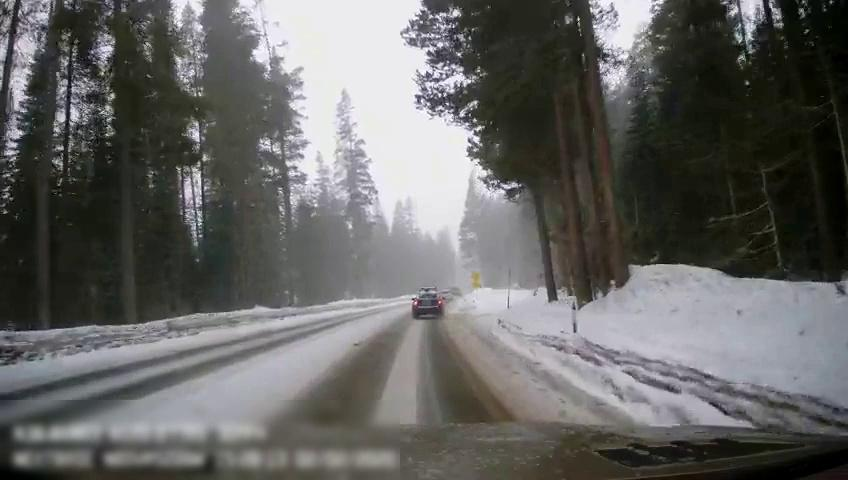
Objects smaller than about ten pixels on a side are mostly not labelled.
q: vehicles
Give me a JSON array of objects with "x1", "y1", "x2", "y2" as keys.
[
  {"x1": 449, "y1": 286, "x2": 462, "y2": 297},
  {"x1": 435, "y1": 289, "x2": 452, "y2": 302},
  {"x1": 411, "y1": 286, "x2": 446, "y2": 320}
]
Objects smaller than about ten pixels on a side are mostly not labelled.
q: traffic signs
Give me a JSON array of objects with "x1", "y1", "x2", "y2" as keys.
[{"x1": 471, "y1": 271, "x2": 480, "y2": 282}]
